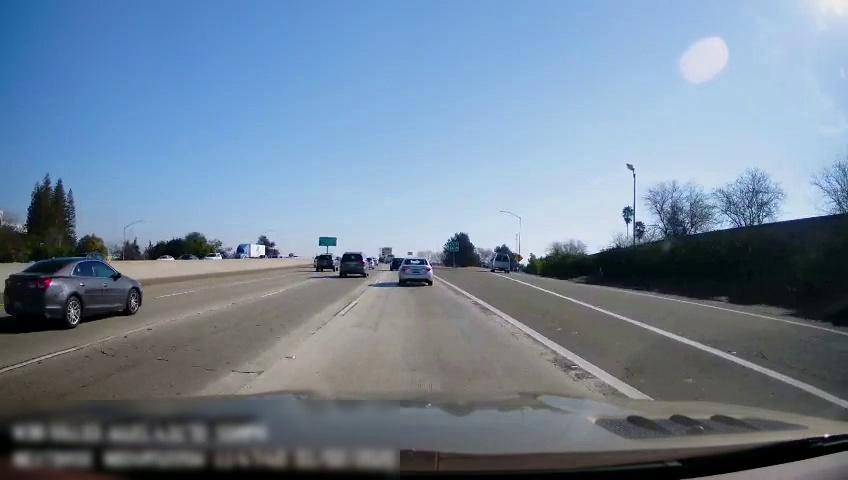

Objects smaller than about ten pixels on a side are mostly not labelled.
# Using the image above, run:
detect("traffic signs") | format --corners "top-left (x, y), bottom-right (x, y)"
top-left (317, 236), bottom-right (337, 247)
top-left (446, 242), bottom-right (459, 252)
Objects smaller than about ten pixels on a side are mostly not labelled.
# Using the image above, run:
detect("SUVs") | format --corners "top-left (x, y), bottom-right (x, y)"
top-left (204, 252), bottom-right (223, 261)
top-left (338, 251), bottom-right (371, 279)
top-left (389, 257), bottom-right (404, 272)
top-left (314, 253), bottom-right (341, 273)
top-left (176, 253), bottom-right (200, 261)
top-left (157, 255), bottom-right (176, 261)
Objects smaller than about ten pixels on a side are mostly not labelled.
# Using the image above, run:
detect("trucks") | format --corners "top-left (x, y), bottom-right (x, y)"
top-left (380, 246), bottom-right (393, 263)
top-left (232, 242), bottom-right (266, 259)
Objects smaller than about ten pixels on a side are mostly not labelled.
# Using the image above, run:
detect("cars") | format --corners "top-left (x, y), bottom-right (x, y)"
top-left (2, 257), bottom-right (146, 329)
top-left (398, 256), bottom-right (433, 287)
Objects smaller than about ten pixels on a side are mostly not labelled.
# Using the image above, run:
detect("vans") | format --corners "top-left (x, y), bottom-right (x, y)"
top-left (488, 253), bottom-right (513, 274)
